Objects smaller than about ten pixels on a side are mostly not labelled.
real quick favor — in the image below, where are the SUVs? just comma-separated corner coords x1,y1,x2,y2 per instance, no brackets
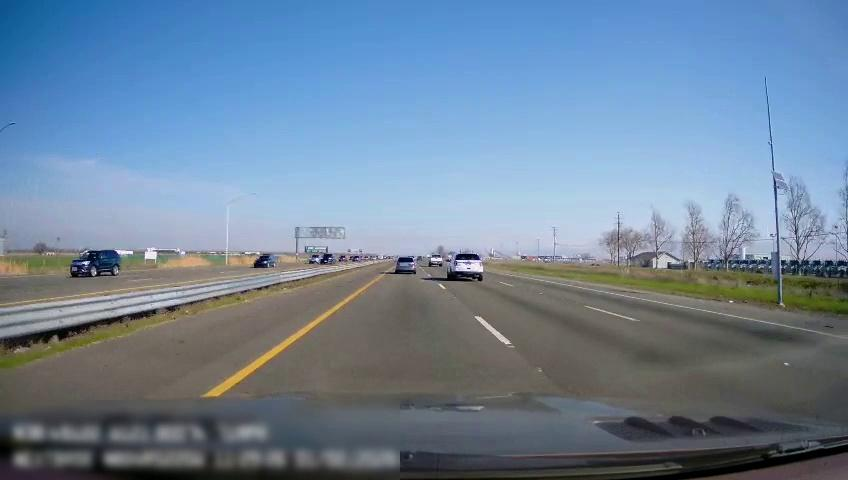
395,256,417,275
254,254,278,269
308,254,323,264
445,253,484,282
70,250,122,277
320,253,337,265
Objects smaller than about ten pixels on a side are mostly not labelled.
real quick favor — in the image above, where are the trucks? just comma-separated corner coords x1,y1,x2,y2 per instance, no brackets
428,254,443,268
